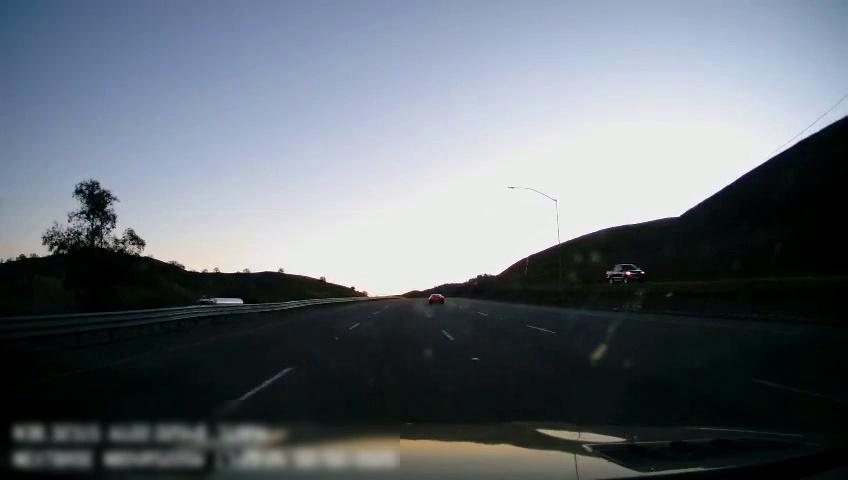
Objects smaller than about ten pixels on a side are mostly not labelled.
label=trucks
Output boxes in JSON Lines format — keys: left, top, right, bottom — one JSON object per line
{"left": 195, "top": 297, "right": 245, "bottom": 318}
{"left": 605, "top": 263, "right": 648, "bottom": 287}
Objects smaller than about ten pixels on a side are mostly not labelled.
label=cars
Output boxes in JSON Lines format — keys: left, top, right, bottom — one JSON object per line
{"left": 429, "top": 293, "right": 445, "bottom": 305}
